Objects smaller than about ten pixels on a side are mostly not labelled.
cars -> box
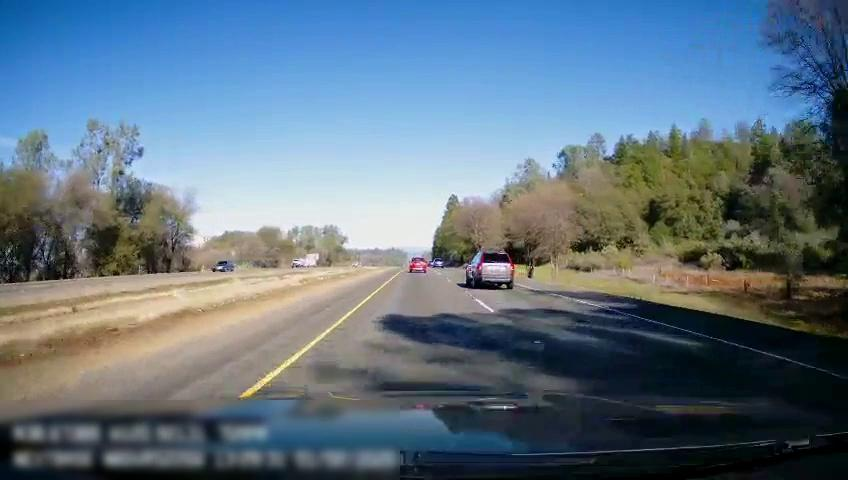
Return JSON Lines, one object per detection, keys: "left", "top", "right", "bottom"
{"left": 211, "top": 261, "right": 233, "bottom": 273}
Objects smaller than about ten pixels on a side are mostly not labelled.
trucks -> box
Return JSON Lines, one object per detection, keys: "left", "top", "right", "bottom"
{"left": 304, "top": 258, "right": 316, "bottom": 268}
{"left": 291, "top": 258, "right": 306, "bottom": 269}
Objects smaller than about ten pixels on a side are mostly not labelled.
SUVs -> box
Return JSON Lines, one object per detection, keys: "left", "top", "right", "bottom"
{"left": 465, "top": 251, "right": 516, "bottom": 291}
{"left": 431, "top": 258, "right": 445, "bottom": 269}
{"left": 408, "top": 257, "right": 427, "bottom": 273}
